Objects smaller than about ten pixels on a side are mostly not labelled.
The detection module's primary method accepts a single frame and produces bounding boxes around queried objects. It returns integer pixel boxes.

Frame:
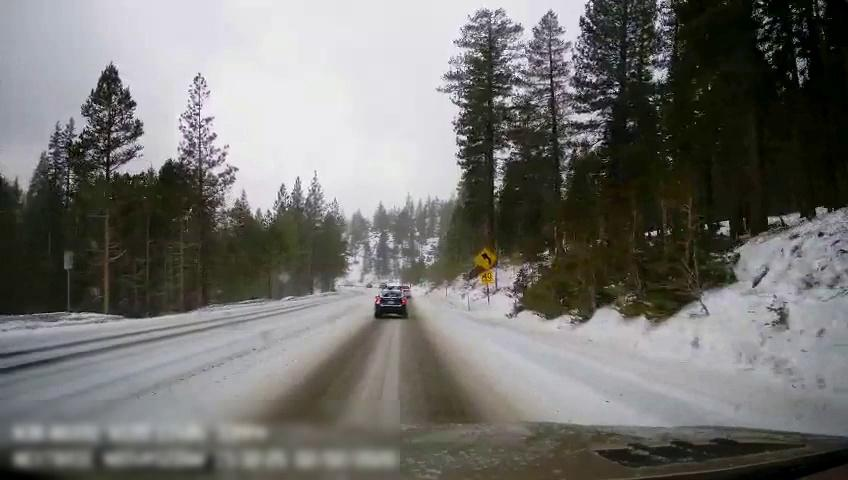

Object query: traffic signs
[472,246,499,271]
[480,272,493,283]
[62,250,75,269]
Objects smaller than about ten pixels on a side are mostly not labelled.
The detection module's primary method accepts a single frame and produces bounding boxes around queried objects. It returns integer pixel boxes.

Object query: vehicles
[397,286,412,298]
[373,285,409,321]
